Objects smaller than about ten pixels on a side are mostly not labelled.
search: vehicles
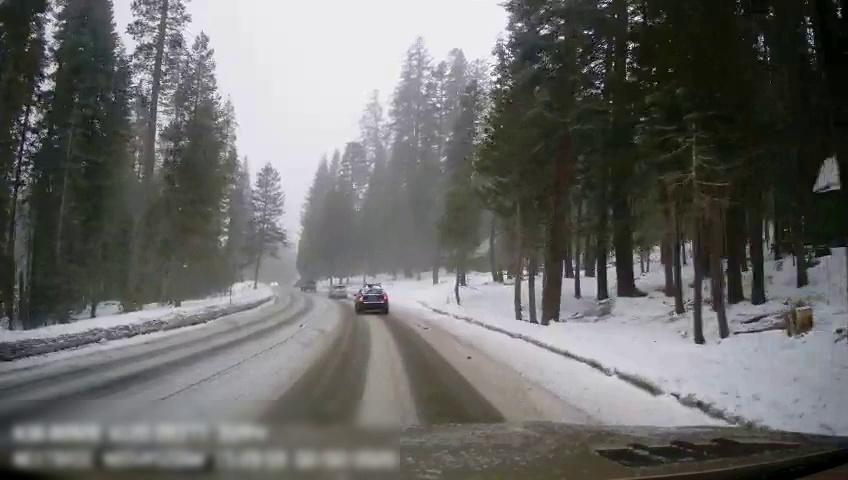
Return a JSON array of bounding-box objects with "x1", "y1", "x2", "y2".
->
[
  {"x1": 328, "y1": 285, "x2": 348, "y2": 299},
  {"x1": 300, "y1": 280, "x2": 317, "y2": 292},
  {"x1": 353, "y1": 282, "x2": 389, "y2": 315}
]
